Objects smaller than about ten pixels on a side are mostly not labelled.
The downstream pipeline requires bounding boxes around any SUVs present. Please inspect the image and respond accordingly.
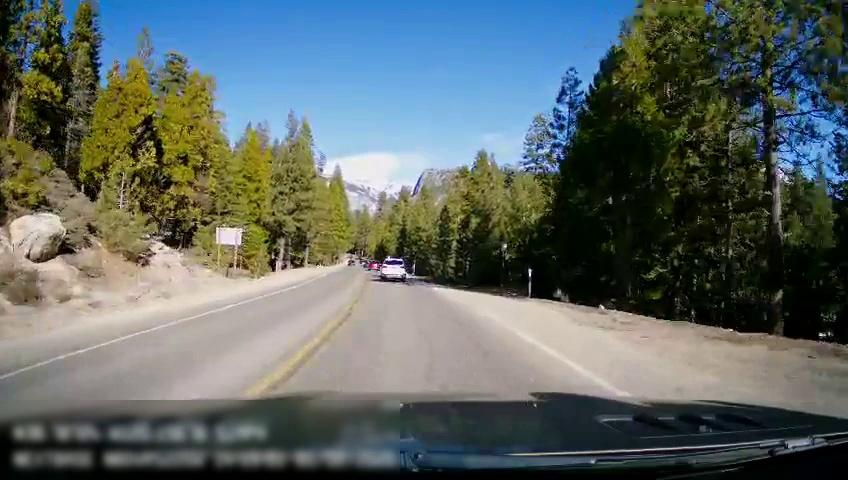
[379,257,407,282]
[366,260,381,272]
